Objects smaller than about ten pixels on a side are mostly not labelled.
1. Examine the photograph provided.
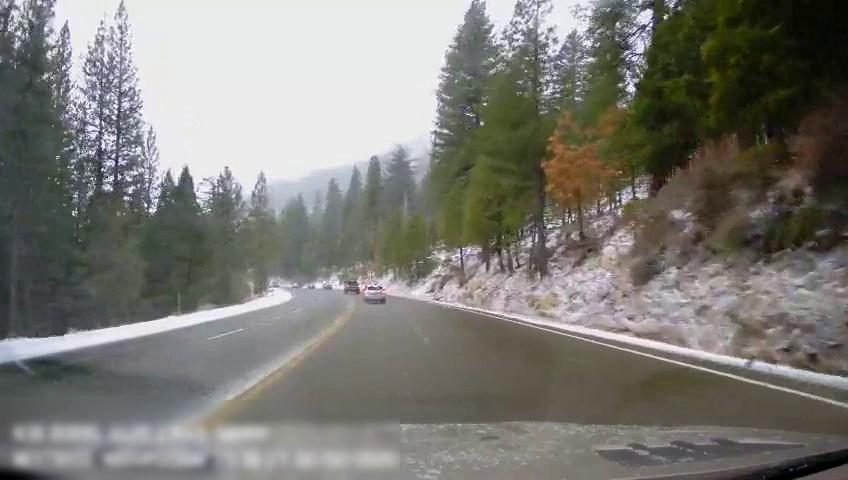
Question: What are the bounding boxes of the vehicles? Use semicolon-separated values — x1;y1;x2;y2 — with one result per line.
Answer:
344;280;360;295
322;282;333;290
362;284;387;305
